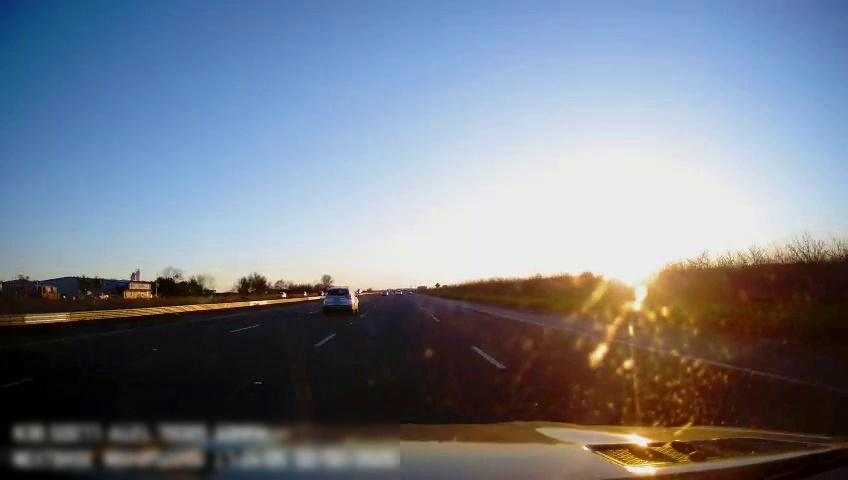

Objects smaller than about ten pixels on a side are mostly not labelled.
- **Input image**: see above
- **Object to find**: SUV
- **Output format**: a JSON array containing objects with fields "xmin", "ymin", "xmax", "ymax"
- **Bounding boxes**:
[{"xmin": 322, "ymin": 286, "xmax": 359, "ymax": 317}]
